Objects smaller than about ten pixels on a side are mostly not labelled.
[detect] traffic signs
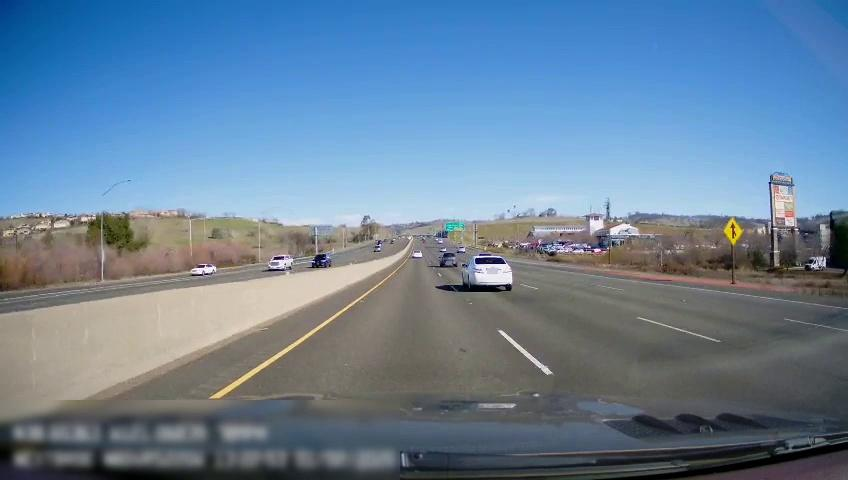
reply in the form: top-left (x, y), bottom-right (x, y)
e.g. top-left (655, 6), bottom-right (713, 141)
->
top-left (721, 216), bottom-right (744, 245)
top-left (444, 223), bottom-right (465, 232)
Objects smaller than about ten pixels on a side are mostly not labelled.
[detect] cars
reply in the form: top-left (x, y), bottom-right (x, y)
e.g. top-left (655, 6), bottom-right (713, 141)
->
top-left (189, 263), bottom-right (217, 276)
top-left (462, 254), bottom-right (515, 290)
top-left (439, 252), bottom-right (457, 268)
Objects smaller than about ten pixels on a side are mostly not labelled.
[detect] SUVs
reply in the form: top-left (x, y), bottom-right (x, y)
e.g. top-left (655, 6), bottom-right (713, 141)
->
top-left (268, 255), bottom-right (293, 270)
top-left (456, 246), bottom-right (466, 254)
top-left (412, 248), bottom-right (423, 257)
top-left (311, 254), bottom-right (332, 267)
